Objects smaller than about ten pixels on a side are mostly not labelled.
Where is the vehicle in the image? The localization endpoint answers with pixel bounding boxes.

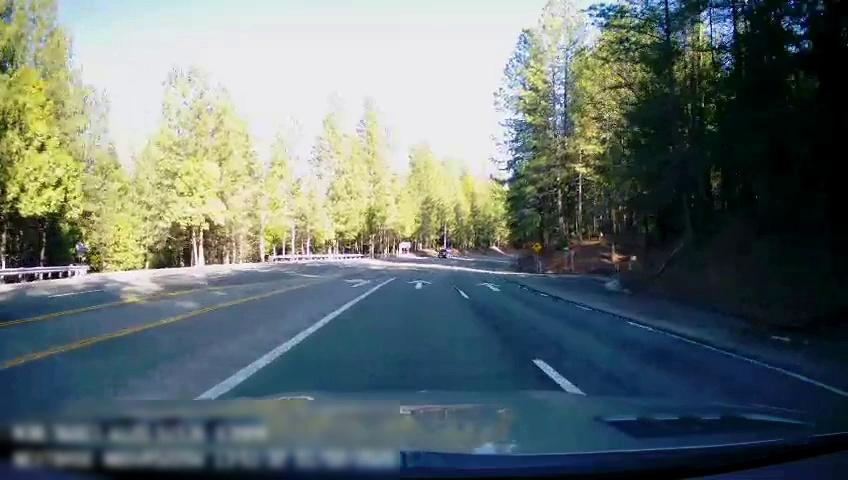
[437,249,450,259]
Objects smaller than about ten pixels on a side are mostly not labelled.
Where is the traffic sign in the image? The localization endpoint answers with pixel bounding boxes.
[530,242,543,253]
